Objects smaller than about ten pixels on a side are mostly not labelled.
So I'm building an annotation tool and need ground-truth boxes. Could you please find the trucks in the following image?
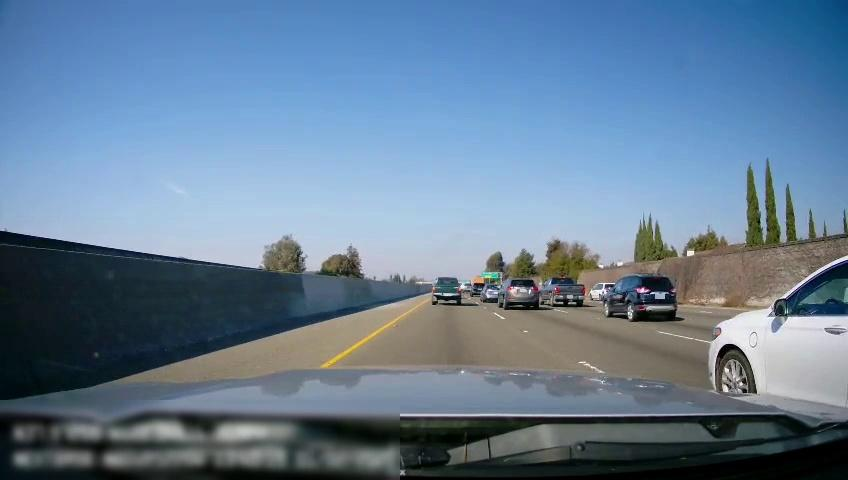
[539,276,586,308]
[431,276,462,306]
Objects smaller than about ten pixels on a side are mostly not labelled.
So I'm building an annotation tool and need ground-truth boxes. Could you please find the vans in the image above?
[587,282,617,302]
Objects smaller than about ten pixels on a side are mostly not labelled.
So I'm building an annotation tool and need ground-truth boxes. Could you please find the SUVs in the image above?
[603,272,678,323]
[497,277,541,311]
[469,282,486,298]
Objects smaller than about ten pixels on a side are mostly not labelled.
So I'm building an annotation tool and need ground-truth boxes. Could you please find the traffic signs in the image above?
[479,271,499,280]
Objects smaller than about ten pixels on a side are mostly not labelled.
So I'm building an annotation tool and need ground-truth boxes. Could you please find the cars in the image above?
[707,253,848,409]
[479,284,501,304]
